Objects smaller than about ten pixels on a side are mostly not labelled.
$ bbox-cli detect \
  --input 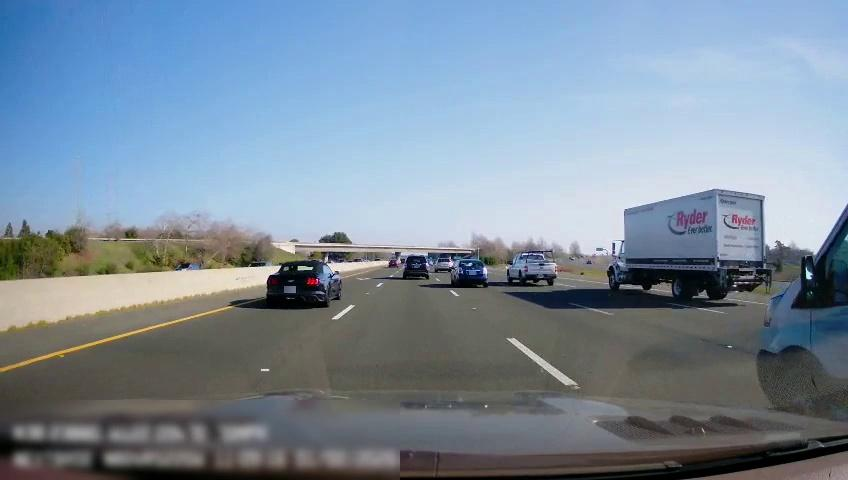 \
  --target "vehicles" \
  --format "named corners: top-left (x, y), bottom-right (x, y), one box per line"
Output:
top-left (266, 259), bottom-right (343, 308)
top-left (505, 249), bottom-right (558, 287)
top-left (402, 255), bottom-right (430, 279)
top-left (450, 257), bottom-right (489, 288)
top-left (388, 260), bottom-right (399, 268)
top-left (606, 186), bottom-right (774, 304)
top-left (245, 261), bottom-right (274, 268)
top-left (434, 259), bottom-right (452, 273)
top-left (175, 260), bottom-right (200, 272)
top-left (755, 202), bottom-right (848, 421)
